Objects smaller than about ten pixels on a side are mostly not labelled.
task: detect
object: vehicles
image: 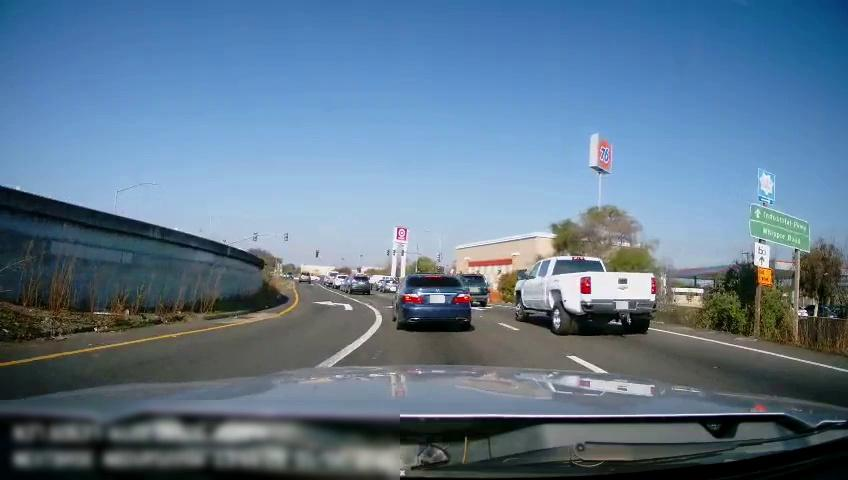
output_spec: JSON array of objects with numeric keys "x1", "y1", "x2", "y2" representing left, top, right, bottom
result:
[
  {"x1": 454, "y1": 273, "x2": 490, "y2": 308},
  {"x1": 332, "y1": 274, "x2": 349, "y2": 290},
  {"x1": 323, "y1": 270, "x2": 340, "y2": 288},
  {"x1": 344, "y1": 276, "x2": 371, "y2": 296},
  {"x1": 298, "y1": 272, "x2": 312, "y2": 285},
  {"x1": 388, "y1": 272, "x2": 475, "y2": 331},
  {"x1": 285, "y1": 271, "x2": 294, "y2": 280},
  {"x1": 339, "y1": 278, "x2": 350, "y2": 293},
  {"x1": 375, "y1": 278, "x2": 386, "y2": 292},
  {"x1": 379, "y1": 279, "x2": 401, "y2": 294},
  {"x1": 513, "y1": 254, "x2": 657, "y2": 335}
]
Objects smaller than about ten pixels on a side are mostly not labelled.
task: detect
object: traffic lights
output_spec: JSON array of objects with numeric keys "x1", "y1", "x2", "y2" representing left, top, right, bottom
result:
[{"x1": 436, "y1": 252, "x2": 441, "y2": 263}]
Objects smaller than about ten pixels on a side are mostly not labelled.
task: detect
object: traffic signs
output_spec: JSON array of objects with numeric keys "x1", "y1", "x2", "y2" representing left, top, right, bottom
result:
[
  {"x1": 749, "y1": 202, "x2": 811, "y2": 254},
  {"x1": 753, "y1": 241, "x2": 771, "y2": 269},
  {"x1": 757, "y1": 167, "x2": 776, "y2": 201},
  {"x1": 757, "y1": 265, "x2": 774, "y2": 288},
  {"x1": 758, "y1": 195, "x2": 773, "y2": 204}
]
